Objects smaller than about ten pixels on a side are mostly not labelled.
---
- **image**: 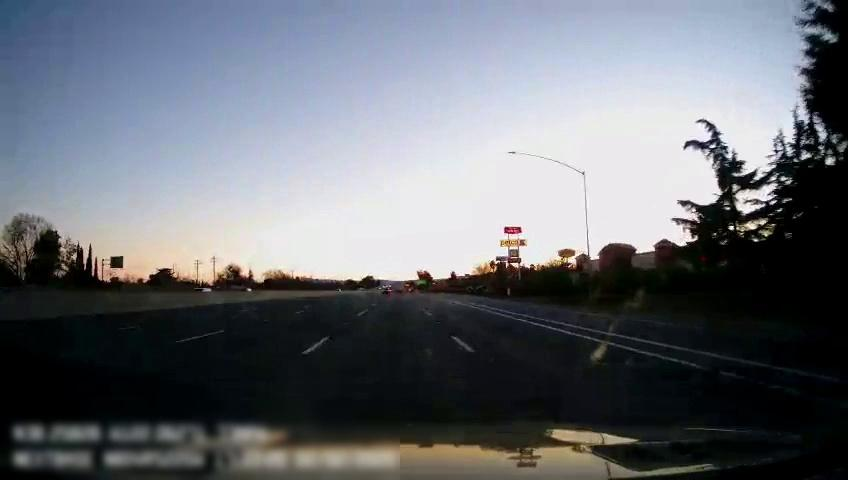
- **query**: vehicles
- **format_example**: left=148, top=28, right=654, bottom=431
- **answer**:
left=190, top=288, right=212, bottom=294
left=239, top=288, right=252, bottom=292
